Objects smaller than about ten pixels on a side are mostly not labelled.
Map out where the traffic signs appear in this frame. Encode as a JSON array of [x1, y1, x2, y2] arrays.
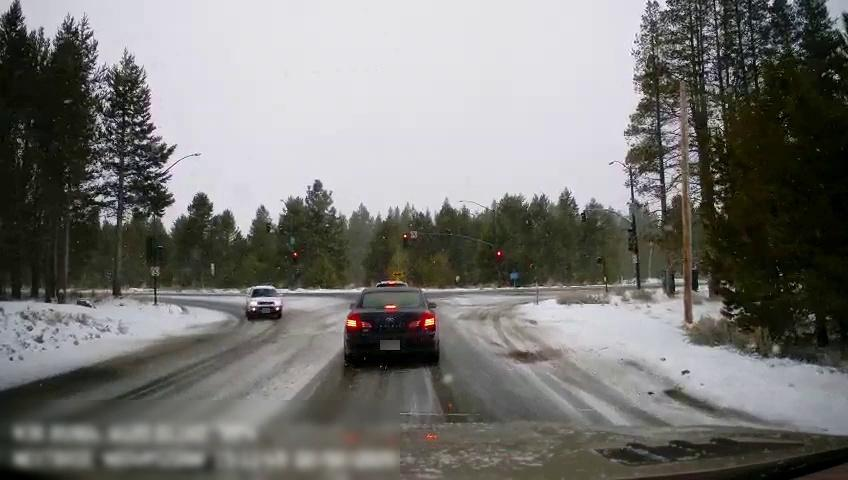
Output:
[[151, 266, 160, 277], [391, 271, 404, 277]]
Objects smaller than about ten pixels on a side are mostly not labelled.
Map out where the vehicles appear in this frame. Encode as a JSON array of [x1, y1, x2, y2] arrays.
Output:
[[344, 287, 439, 367], [375, 281, 410, 288], [246, 286, 284, 320]]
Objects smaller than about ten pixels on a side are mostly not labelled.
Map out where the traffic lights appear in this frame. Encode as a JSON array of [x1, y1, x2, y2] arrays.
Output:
[[402, 233, 409, 248], [496, 251, 501, 262], [292, 251, 298, 263], [581, 211, 586, 222], [157, 246, 164, 259], [266, 222, 271, 233], [628, 238, 634, 251]]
